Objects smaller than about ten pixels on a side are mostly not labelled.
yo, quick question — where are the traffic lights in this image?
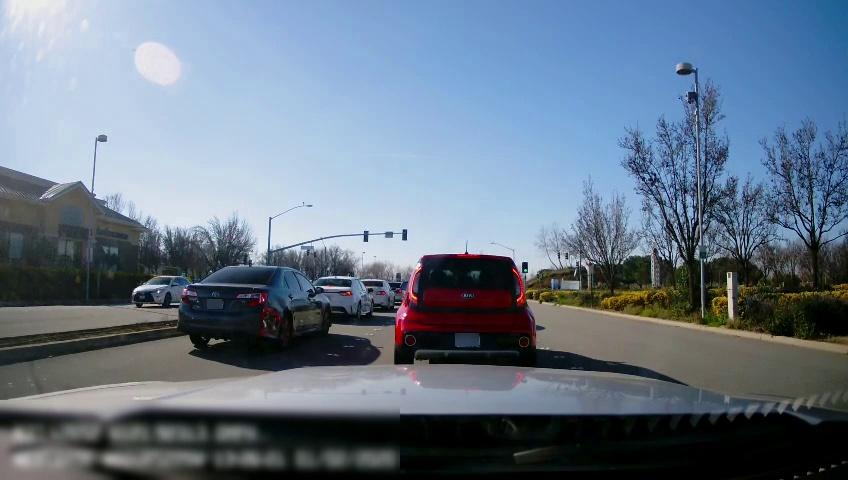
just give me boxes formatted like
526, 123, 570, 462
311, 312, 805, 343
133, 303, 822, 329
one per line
402, 229, 408, 241
363, 230, 369, 242
521, 261, 528, 274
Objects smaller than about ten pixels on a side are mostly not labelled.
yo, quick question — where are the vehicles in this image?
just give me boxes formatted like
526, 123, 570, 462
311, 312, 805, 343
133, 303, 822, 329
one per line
132, 276, 195, 309
311, 276, 374, 323
358, 279, 396, 311
387, 281, 408, 303
394, 253, 536, 368
177, 265, 332, 357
